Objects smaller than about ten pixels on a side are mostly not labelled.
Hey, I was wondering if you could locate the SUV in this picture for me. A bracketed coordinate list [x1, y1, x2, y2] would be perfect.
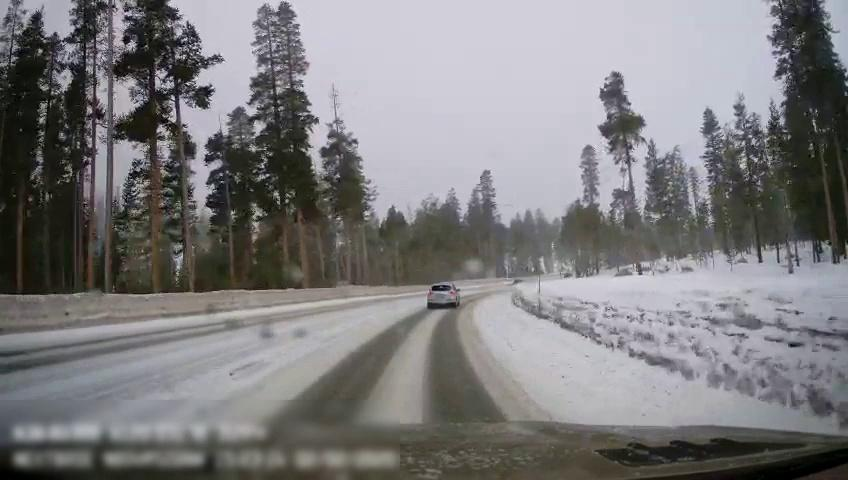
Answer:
[427, 282, 461, 309]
